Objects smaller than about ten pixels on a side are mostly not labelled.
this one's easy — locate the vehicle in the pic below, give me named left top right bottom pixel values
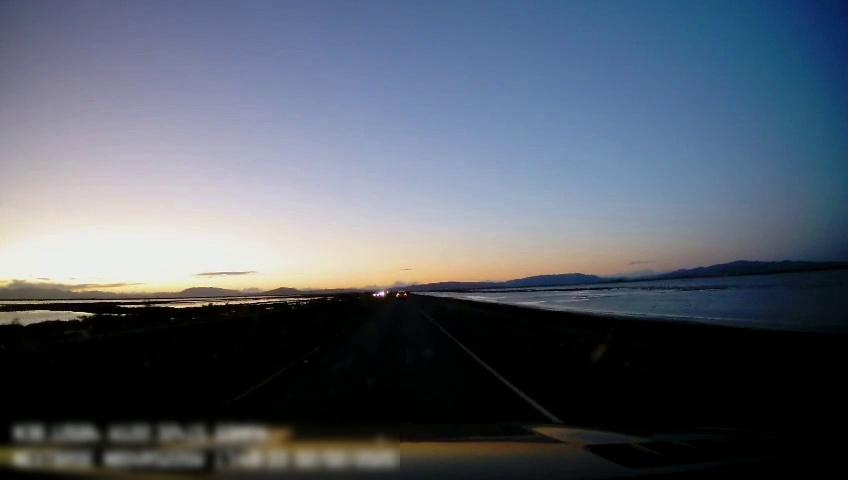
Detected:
left=395, top=291, right=407, bottom=300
